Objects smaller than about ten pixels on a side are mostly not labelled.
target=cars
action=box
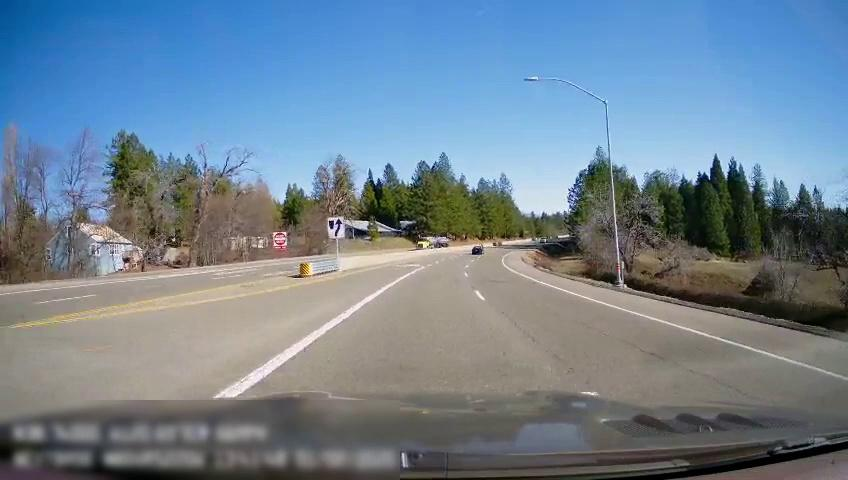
[471,245,483,255]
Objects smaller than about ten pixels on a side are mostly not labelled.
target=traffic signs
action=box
[271,231,289,250]
[326,215,346,240]
[297,262,312,277]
